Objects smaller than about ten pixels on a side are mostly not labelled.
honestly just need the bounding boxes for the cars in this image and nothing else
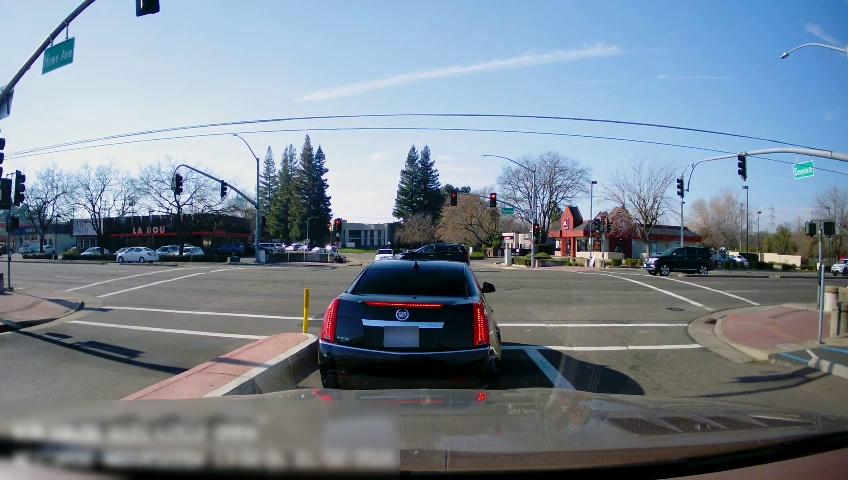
[319,260,505,390]
[154,245,181,258]
[111,248,129,259]
[177,247,204,258]
[79,247,110,259]
[116,247,159,264]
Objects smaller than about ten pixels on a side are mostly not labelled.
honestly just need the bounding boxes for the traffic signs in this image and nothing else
[41,36,76,75]
[793,160,815,179]
[500,207,514,215]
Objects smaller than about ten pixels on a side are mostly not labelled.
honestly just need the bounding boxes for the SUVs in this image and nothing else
[831,259,848,276]
[399,243,470,266]
[644,246,714,277]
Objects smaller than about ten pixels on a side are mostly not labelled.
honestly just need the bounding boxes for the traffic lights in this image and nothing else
[220,180,227,199]
[676,178,686,197]
[174,173,184,195]
[605,221,612,234]
[133,0,160,16]
[489,193,496,208]
[333,218,342,233]
[13,170,26,206]
[449,191,457,207]
[805,222,820,236]
[0,137,6,177]
[596,221,603,234]
[4,217,19,232]
[736,154,747,179]
[821,221,837,235]
[533,224,540,237]
[0,178,12,210]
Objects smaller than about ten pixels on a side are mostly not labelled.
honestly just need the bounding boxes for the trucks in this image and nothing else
[375,248,397,261]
